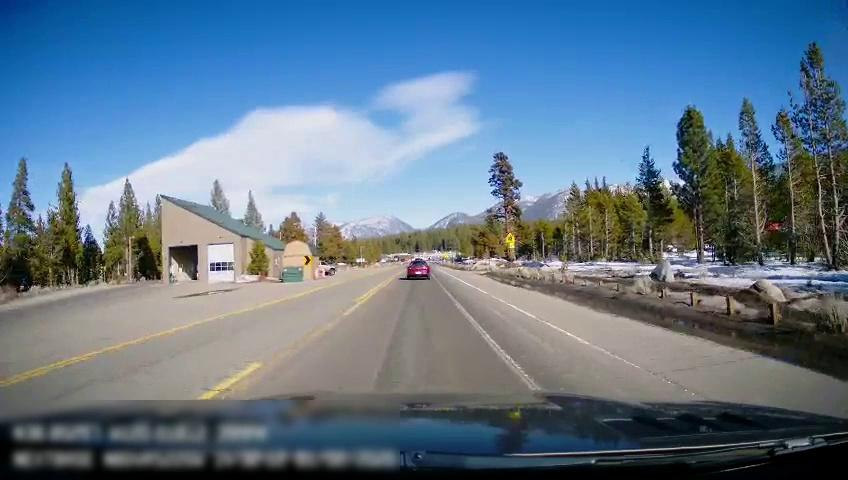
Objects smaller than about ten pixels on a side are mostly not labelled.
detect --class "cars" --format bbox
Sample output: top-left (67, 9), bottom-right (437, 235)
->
top-left (408, 260), bottom-right (431, 279)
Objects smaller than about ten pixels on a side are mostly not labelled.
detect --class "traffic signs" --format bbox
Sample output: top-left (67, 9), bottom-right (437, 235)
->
top-left (303, 255), bottom-right (313, 266)
top-left (505, 233), bottom-right (516, 243)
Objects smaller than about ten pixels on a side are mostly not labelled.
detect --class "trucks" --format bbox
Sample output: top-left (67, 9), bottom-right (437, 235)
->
top-left (320, 261), bottom-right (337, 275)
